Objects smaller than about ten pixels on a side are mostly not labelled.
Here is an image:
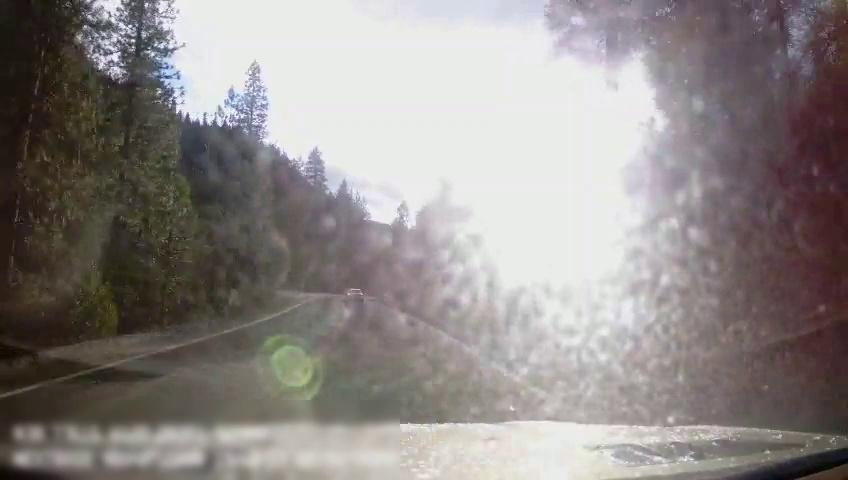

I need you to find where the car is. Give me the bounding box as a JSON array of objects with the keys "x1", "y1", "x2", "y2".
[{"x1": 345, "y1": 288, "x2": 364, "y2": 303}]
